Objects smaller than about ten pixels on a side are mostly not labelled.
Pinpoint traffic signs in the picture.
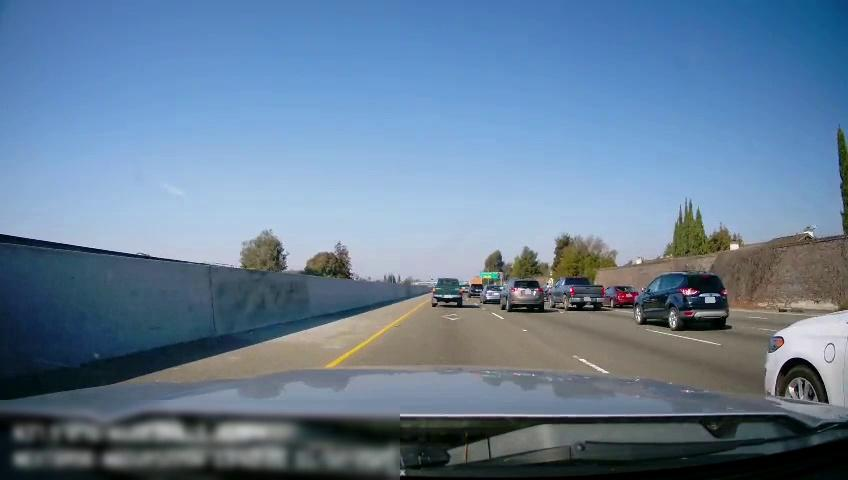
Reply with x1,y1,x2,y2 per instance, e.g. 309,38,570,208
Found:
480,271,499,280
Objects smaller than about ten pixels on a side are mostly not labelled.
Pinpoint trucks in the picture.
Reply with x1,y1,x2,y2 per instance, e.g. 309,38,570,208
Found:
431,277,463,307
539,277,555,301
550,276,606,311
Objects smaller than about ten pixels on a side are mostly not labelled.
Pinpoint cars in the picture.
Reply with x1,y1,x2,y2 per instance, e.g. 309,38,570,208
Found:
600,285,642,309
479,284,502,304
762,308,848,410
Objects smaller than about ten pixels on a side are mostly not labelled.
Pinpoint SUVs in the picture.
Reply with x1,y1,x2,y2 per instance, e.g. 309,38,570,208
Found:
499,278,545,313
467,283,484,299
632,270,729,332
